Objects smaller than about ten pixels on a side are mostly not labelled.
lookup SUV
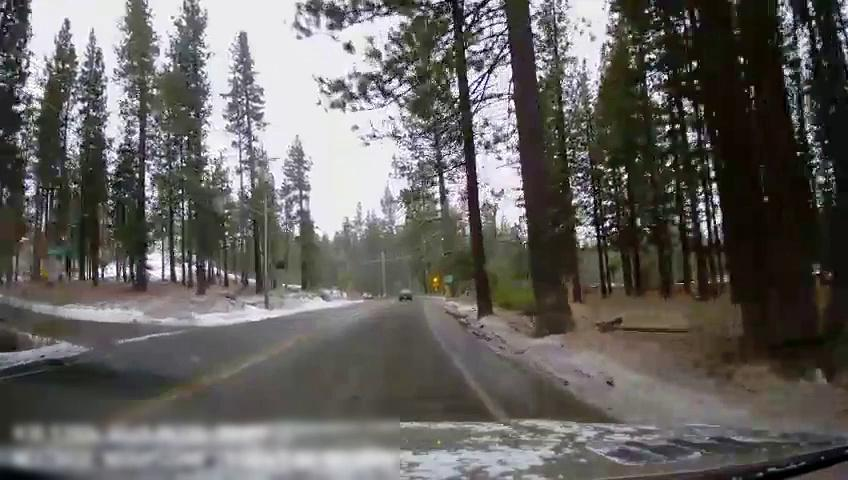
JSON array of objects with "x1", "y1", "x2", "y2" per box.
[{"x1": 399, "y1": 288, "x2": 415, "y2": 301}]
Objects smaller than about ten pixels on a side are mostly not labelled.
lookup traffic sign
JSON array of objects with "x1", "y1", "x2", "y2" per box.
[{"x1": 431, "y1": 275, "x2": 442, "y2": 287}]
